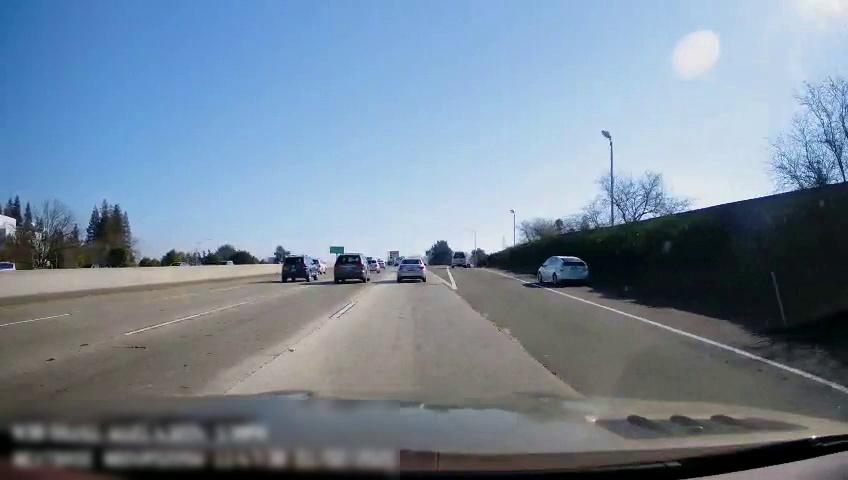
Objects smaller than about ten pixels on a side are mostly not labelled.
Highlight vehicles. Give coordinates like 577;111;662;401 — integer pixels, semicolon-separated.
366;259;381;274
396;257;428;283
536;254;591;288
216;260;234;266
312;258;327;274
332;253;372;284
0;261;16;273
167;262;190;267
280;255;320;283
387;249;400;266
450;251;468;269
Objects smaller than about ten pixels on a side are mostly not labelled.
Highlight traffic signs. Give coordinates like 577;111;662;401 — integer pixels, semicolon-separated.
330;246;343;254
